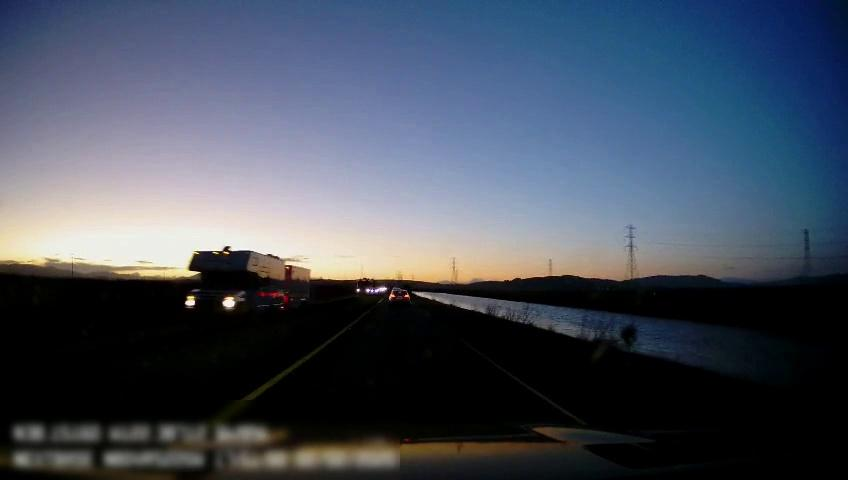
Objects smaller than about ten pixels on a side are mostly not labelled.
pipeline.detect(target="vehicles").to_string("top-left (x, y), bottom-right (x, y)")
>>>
top-left (184, 250), bottom-right (312, 325)
top-left (389, 287), bottom-right (410, 304)
top-left (354, 282), bottom-right (373, 297)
